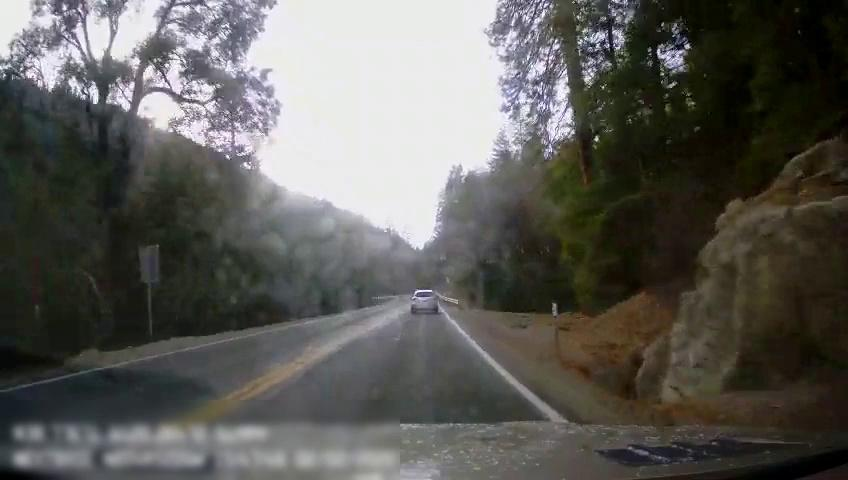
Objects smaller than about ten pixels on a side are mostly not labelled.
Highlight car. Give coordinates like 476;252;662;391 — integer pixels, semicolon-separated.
410;289;439;314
